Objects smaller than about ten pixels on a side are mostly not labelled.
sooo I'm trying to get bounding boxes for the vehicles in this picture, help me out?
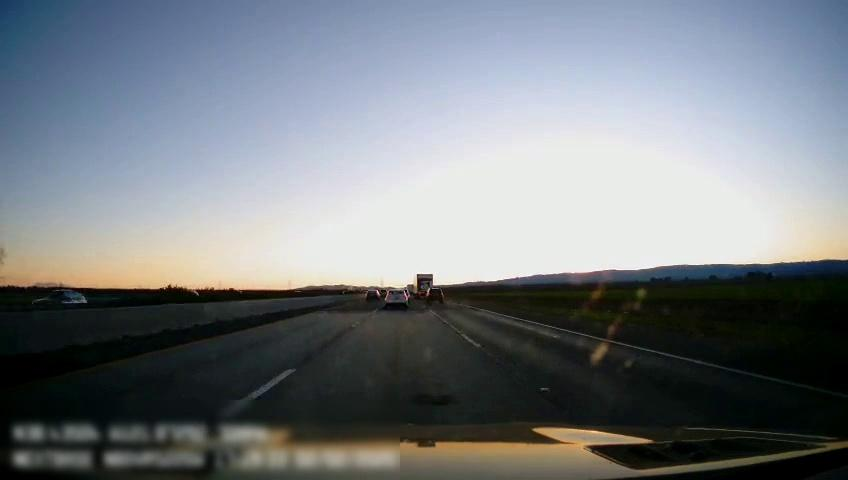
[364,288,381,301]
[385,288,409,308]
[413,273,434,300]
[425,286,444,305]
[32,289,89,306]
[396,288,411,303]
[407,284,414,295]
